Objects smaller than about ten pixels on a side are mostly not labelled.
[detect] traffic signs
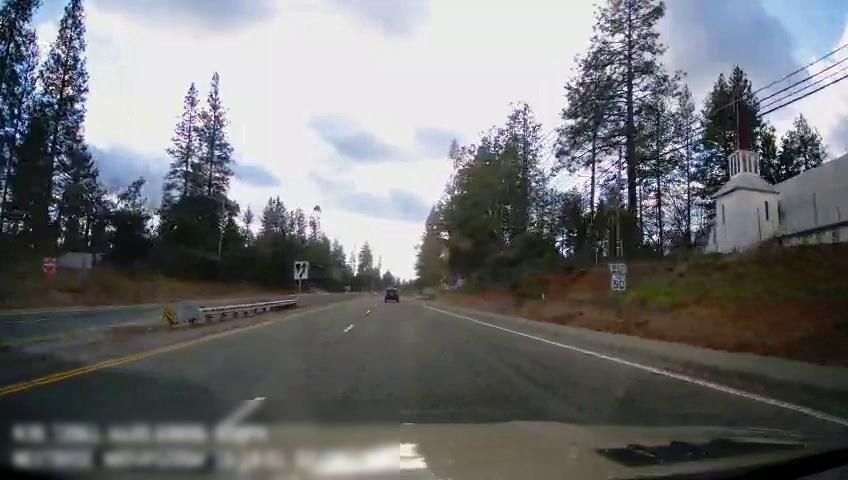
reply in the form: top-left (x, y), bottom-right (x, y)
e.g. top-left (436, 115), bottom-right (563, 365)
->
top-left (294, 261), bottom-right (308, 281)
top-left (609, 262), bottom-right (628, 275)
top-left (163, 305), bottom-right (178, 325)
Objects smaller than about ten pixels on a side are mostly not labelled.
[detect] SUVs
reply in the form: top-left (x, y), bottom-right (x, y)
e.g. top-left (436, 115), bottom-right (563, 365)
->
top-left (383, 288), bottom-right (400, 303)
